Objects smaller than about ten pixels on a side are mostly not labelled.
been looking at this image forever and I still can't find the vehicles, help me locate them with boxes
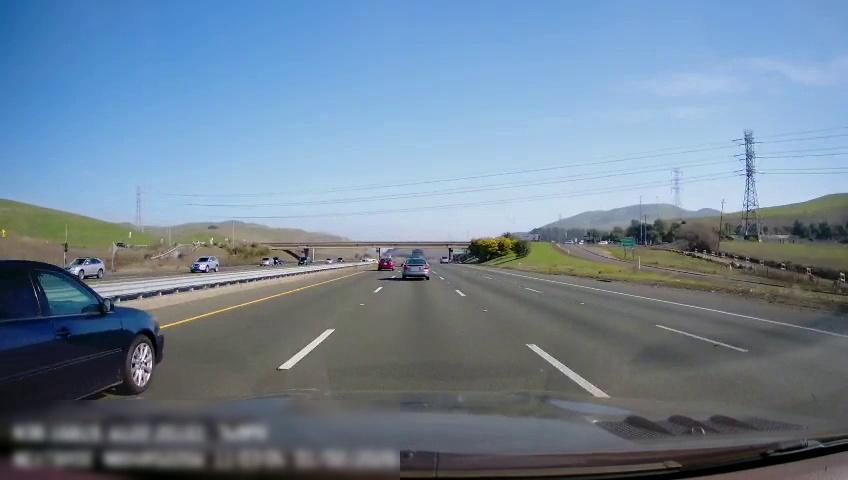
[0,259,166,427]
[377,257,396,272]
[598,240,608,245]
[400,256,430,280]
[259,256,275,267]
[272,256,282,265]
[190,255,220,274]
[411,248,423,255]
[297,256,311,266]
[115,242,129,249]
[63,256,105,281]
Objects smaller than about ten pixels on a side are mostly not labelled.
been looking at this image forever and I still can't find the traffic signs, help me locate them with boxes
[622,237,635,248]
[452,248,465,254]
